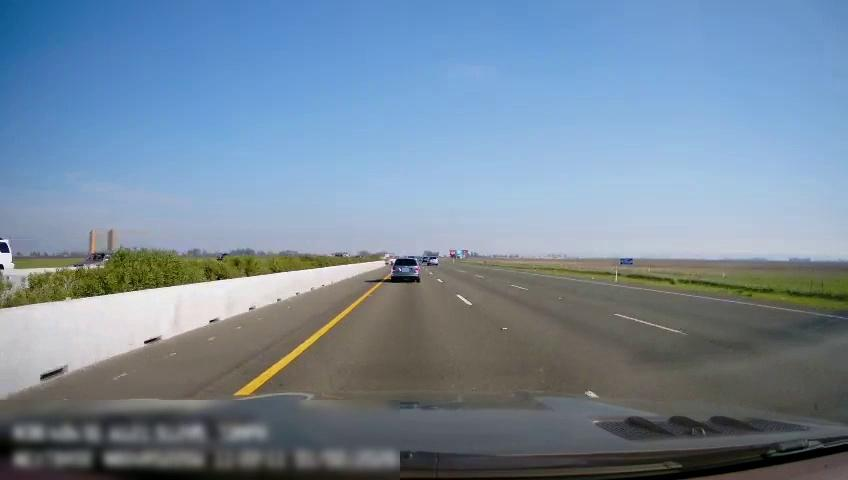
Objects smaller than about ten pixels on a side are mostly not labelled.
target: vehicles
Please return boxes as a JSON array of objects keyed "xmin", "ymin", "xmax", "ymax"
[
  {"xmin": 216, "ymin": 253, "xmax": 231, "ymax": 263},
  {"xmin": 76, "ymin": 250, "xmax": 114, "ymax": 268},
  {"xmin": 390, "ymin": 257, "xmax": 423, "ymax": 284},
  {"xmin": 0, "ymin": 238, "xmax": 16, "ymax": 271},
  {"xmin": 426, "ymin": 256, "xmax": 439, "ymax": 266}
]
